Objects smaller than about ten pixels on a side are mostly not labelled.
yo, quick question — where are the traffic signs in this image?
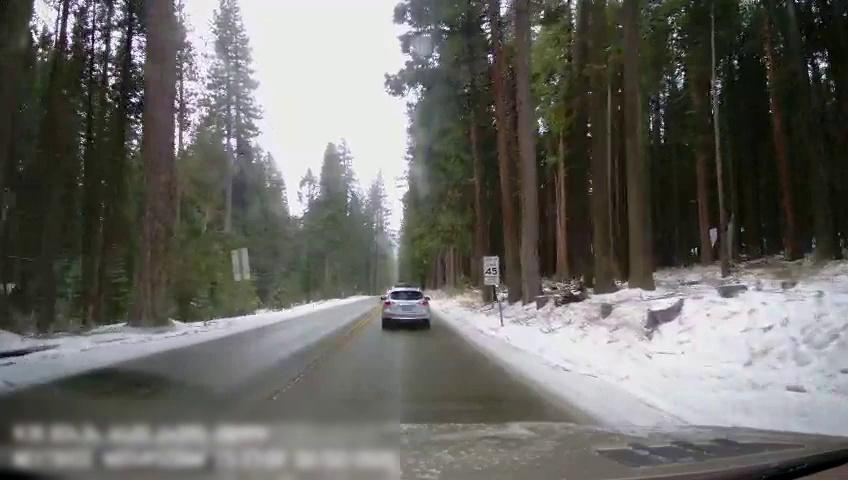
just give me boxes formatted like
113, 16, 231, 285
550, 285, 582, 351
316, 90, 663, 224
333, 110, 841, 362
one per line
483, 277, 500, 286
482, 255, 500, 277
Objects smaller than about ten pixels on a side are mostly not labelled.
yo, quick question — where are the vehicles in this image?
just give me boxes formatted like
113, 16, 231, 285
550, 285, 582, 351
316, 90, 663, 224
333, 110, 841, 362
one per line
392, 281, 410, 289
379, 287, 431, 330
